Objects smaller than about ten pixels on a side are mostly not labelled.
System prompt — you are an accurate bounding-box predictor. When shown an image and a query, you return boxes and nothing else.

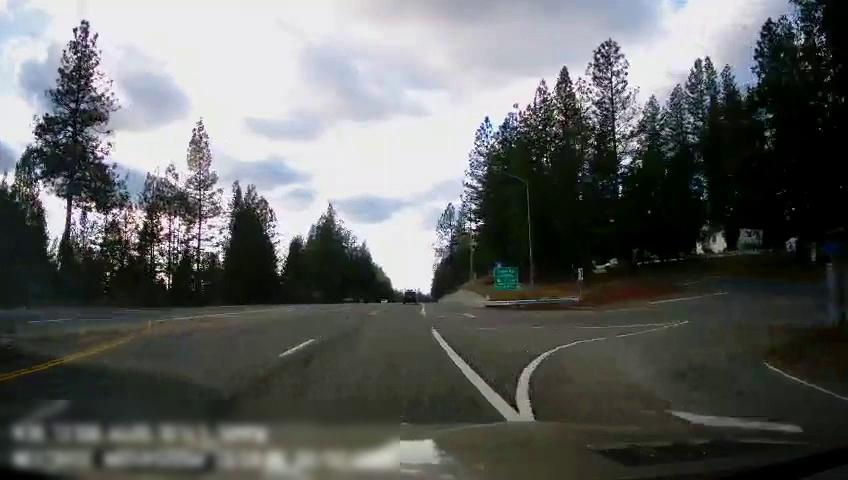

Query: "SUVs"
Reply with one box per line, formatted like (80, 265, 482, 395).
(402, 290, 418, 305)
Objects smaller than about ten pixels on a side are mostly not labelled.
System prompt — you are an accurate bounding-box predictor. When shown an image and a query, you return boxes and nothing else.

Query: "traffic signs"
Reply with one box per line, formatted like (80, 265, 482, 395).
(739, 227, 764, 248)
(576, 267, 584, 281)
(493, 283, 520, 291)
(492, 267, 520, 283)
